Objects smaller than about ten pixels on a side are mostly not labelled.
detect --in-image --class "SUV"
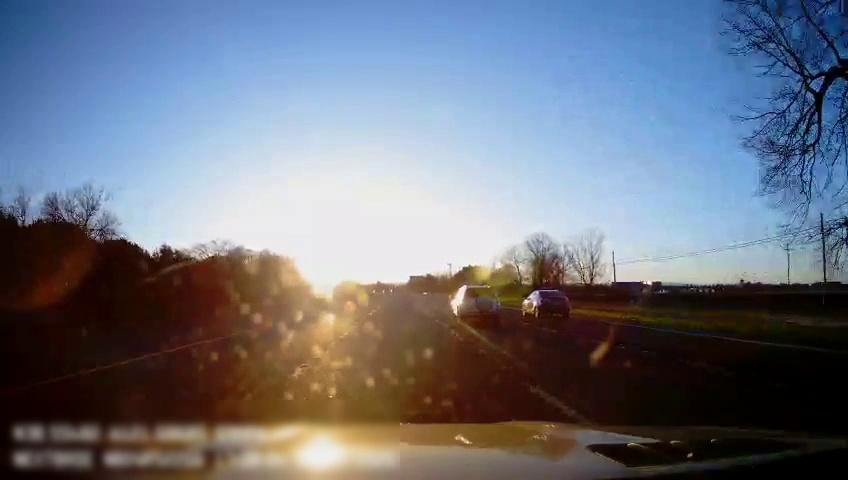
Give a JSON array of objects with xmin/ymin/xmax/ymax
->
[{"xmin": 448, "ymin": 284, "xmax": 504, "ymax": 325}]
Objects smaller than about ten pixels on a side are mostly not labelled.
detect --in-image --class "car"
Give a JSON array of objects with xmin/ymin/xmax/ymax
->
[{"xmin": 521, "ymin": 290, "xmax": 570, "ymax": 320}]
